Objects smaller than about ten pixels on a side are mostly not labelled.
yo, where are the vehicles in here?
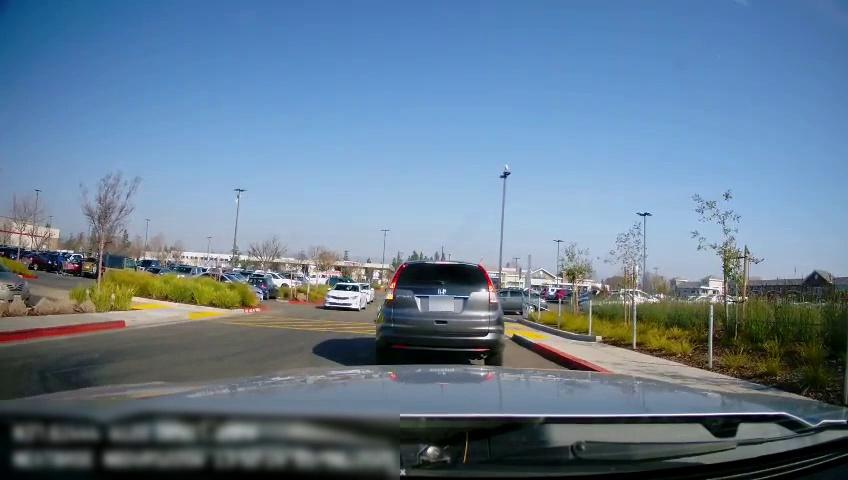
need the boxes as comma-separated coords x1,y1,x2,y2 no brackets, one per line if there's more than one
325,281,368,311
374,260,506,368
497,287,549,315
359,283,373,302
